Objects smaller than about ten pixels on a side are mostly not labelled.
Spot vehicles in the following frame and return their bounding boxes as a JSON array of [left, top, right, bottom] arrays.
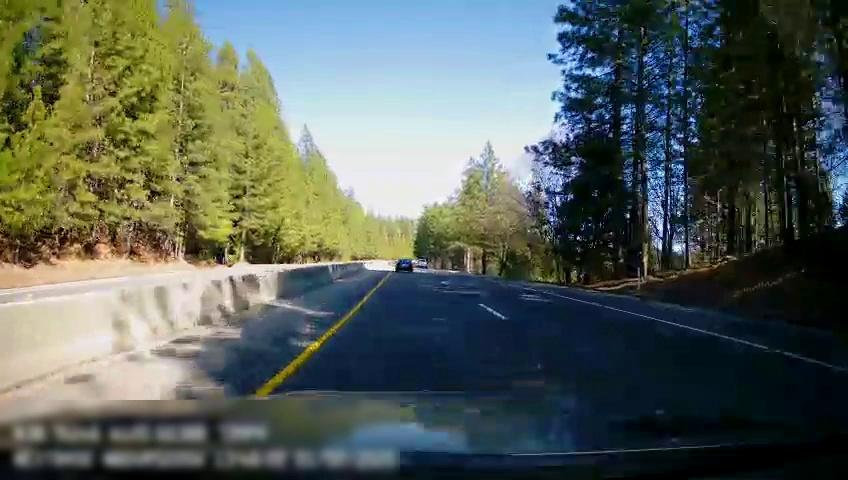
[[415, 259, 427, 269], [395, 258, 413, 273]]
